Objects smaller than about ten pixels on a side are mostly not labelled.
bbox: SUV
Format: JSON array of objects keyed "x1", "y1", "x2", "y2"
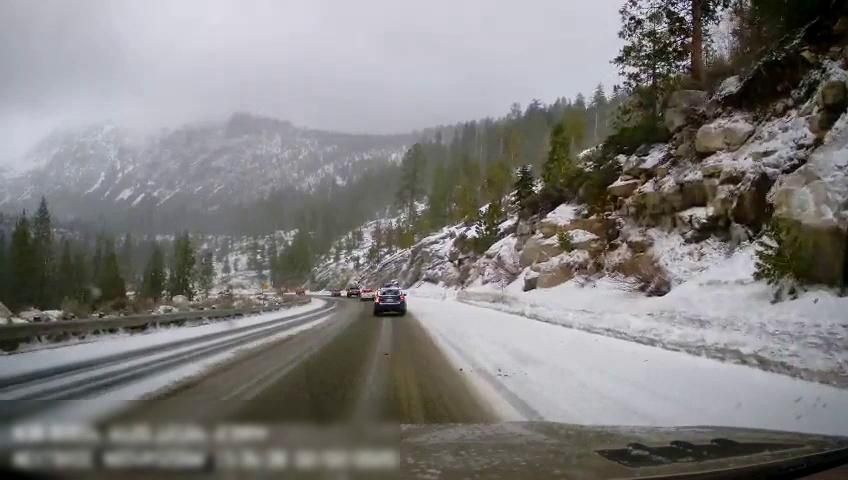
[{"x1": 373, "y1": 284, "x2": 407, "y2": 318}]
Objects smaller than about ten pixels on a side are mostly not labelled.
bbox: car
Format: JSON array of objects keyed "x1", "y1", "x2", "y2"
[{"x1": 360, "y1": 287, "x2": 379, "y2": 302}]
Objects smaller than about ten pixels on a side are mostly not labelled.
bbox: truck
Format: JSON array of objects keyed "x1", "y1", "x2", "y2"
[{"x1": 347, "y1": 285, "x2": 361, "y2": 298}]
